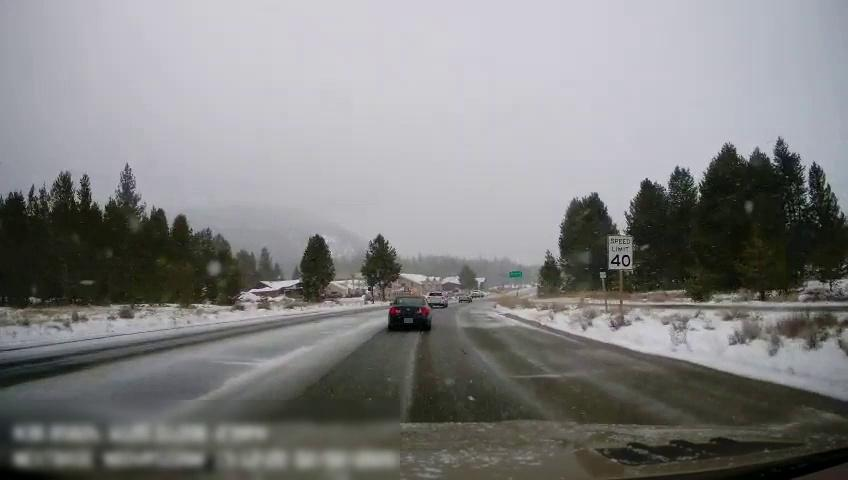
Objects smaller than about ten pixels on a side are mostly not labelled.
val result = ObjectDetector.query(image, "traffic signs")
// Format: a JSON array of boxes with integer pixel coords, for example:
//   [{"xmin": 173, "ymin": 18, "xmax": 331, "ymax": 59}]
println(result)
[
  {"xmin": 608, "ymin": 236, "xmax": 633, "ymax": 272},
  {"xmin": 508, "ymin": 271, "xmax": 523, "ymax": 279}
]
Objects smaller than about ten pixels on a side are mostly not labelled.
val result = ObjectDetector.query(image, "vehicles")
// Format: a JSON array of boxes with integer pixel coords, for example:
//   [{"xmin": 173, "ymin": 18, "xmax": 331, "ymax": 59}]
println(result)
[
  {"xmin": 458, "ymin": 293, "xmax": 472, "ymax": 302},
  {"xmin": 427, "ymin": 292, "xmax": 448, "ymax": 308},
  {"xmin": 388, "ymin": 295, "xmax": 432, "ymax": 331},
  {"xmin": 471, "ymin": 290, "xmax": 484, "ymax": 298}
]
